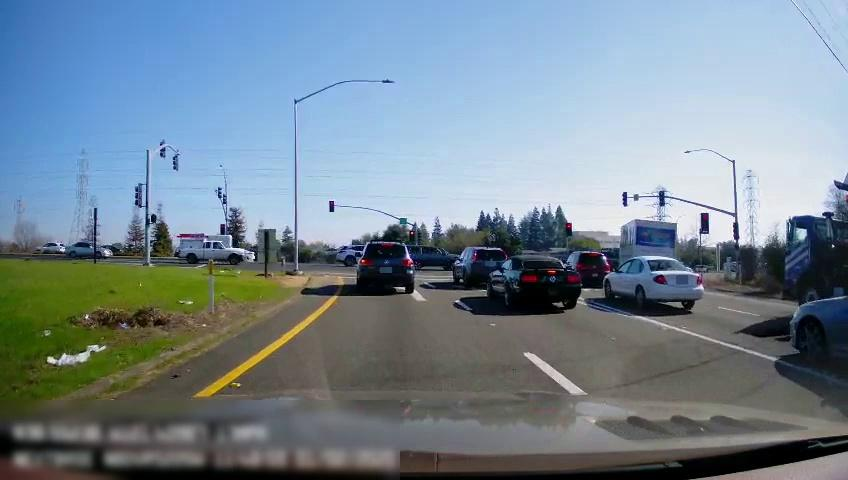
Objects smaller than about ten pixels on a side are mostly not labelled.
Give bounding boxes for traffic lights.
[172,153,180,170]
[657,189,666,207]
[158,141,167,158]
[217,187,222,199]
[409,231,417,243]
[134,183,142,208]
[329,200,335,212]
[700,212,710,235]
[219,224,226,235]
[222,194,228,205]
[564,223,573,237]
[622,191,628,207]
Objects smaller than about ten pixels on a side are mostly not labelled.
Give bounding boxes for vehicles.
[618,219,679,265]
[780,215,848,308]
[172,236,244,266]
[100,245,117,252]
[602,255,705,310]
[406,244,457,272]
[789,295,848,369]
[31,242,65,255]
[563,250,611,284]
[355,241,417,294]
[65,241,115,258]
[485,255,585,311]
[598,247,620,262]
[207,233,234,250]
[335,244,368,266]
[451,245,511,290]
